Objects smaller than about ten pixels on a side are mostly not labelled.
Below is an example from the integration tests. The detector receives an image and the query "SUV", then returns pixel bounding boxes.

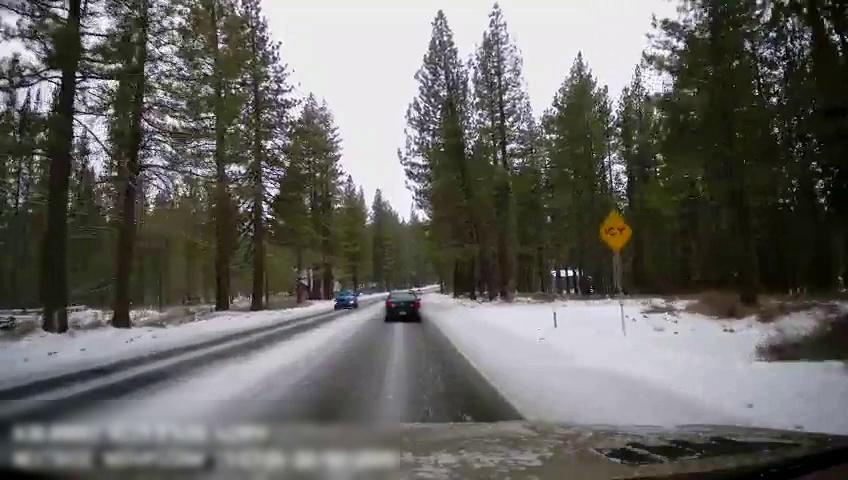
[333,288,359,311]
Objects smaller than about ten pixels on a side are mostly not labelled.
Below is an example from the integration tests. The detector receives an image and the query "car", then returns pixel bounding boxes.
[384,291,423,322]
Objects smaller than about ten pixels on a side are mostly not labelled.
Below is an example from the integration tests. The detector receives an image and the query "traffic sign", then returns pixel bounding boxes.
[598,207,635,255]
